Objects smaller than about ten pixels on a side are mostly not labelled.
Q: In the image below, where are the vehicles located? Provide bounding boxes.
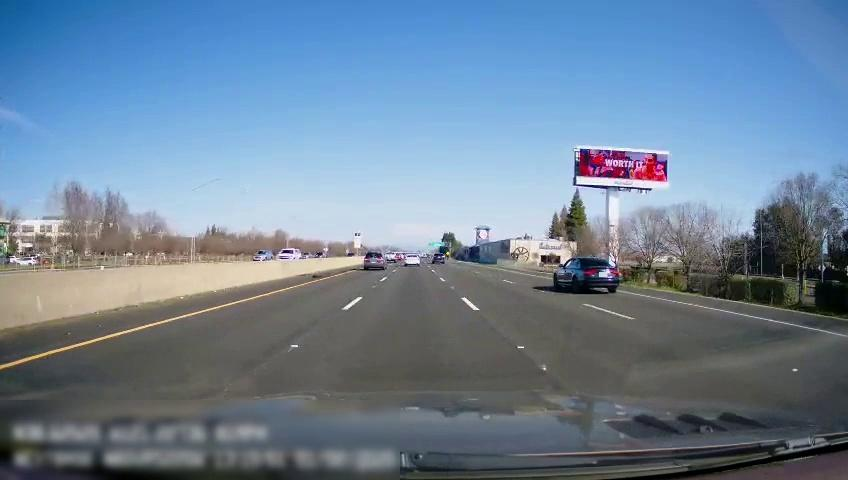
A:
[404,254,420,267]
[382,251,397,264]
[252,249,274,262]
[552,257,620,294]
[276,248,303,260]
[363,251,386,271]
